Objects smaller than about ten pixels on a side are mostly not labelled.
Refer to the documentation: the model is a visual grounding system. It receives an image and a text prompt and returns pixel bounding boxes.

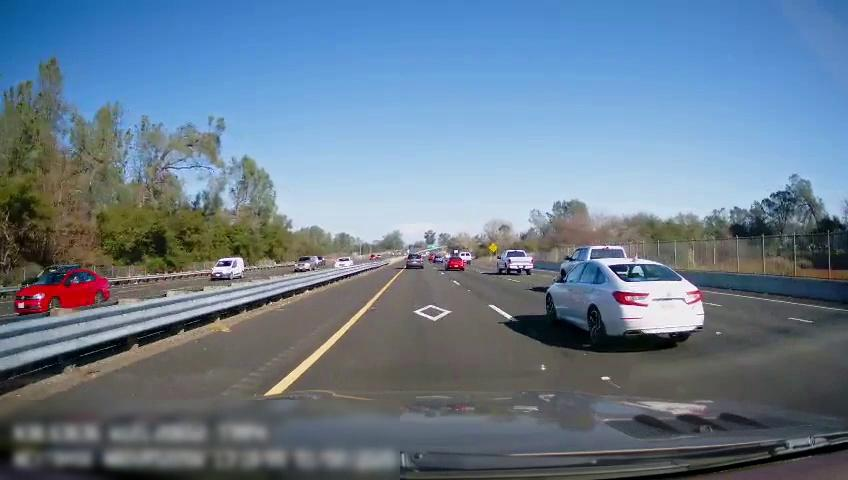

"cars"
[14,267,112,316]
[333,256,354,268]
[445,257,465,271]
[544,259,705,345]
[20,264,93,296]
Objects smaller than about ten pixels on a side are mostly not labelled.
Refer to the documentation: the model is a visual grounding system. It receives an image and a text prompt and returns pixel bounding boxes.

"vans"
[456,251,472,264]
[210,257,245,282]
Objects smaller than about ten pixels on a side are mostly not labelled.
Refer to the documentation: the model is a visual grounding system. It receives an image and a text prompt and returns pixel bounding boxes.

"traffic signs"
[487,242,499,255]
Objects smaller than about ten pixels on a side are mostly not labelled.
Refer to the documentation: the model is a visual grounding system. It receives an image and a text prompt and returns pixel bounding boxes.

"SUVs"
[293,255,317,272]
[406,254,424,269]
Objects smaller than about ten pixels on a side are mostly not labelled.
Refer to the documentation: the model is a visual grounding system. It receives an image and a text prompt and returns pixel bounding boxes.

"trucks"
[496,249,534,275]
[559,245,634,285]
